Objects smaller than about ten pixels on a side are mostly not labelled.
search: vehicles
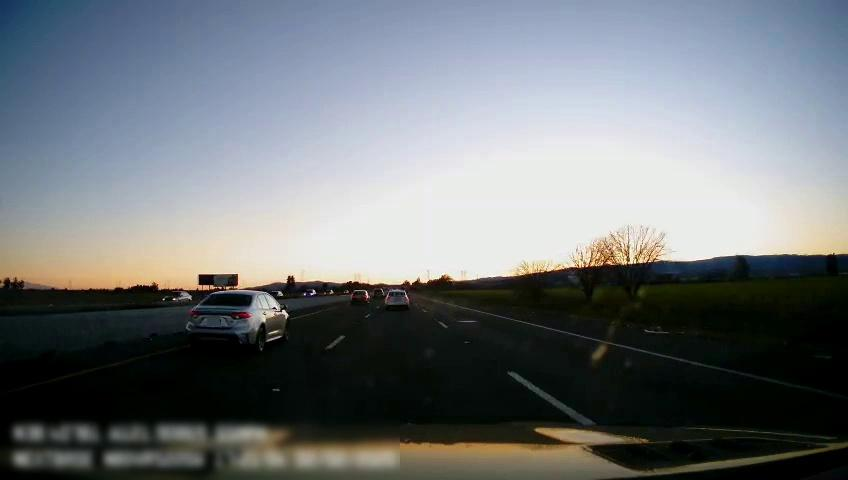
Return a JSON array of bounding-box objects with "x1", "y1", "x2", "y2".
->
[
  {"x1": 350, "y1": 289, "x2": 371, "y2": 306},
  {"x1": 162, "y1": 290, "x2": 193, "y2": 305},
  {"x1": 372, "y1": 288, "x2": 387, "y2": 301},
  {"x1": 184, "y1": 289, "x2": 293, "y2": 356},
  {"x1": 270, "y1": 290, "x2": 283, "y2": 299},
  {"x1": 304, "y1": 289, "x2": 315, "y2": 296},
  {"x1": 323, "y1": 289, "x2": 334, "y2": 296},
  {"x1": 385, "y1": 290, "x2": 411, "y2": 310}
]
